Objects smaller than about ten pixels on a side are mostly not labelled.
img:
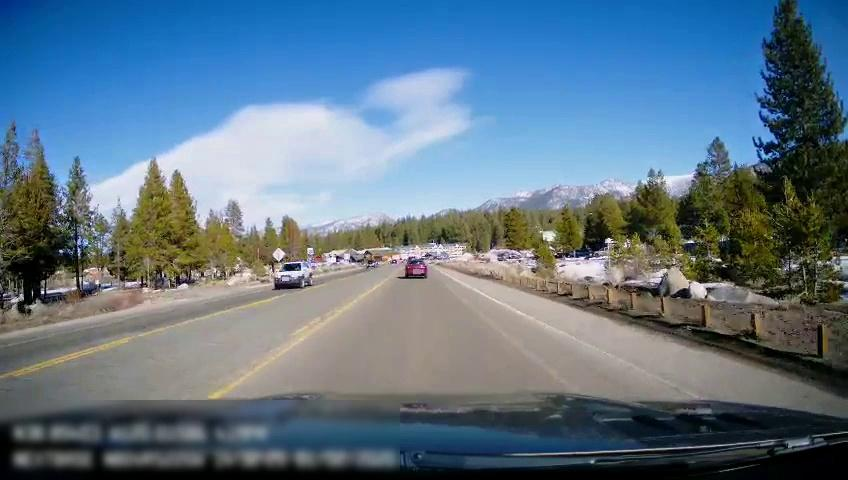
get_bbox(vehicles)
[272,261,314,290]
[365,260,377,269]
[405,260,430,279]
